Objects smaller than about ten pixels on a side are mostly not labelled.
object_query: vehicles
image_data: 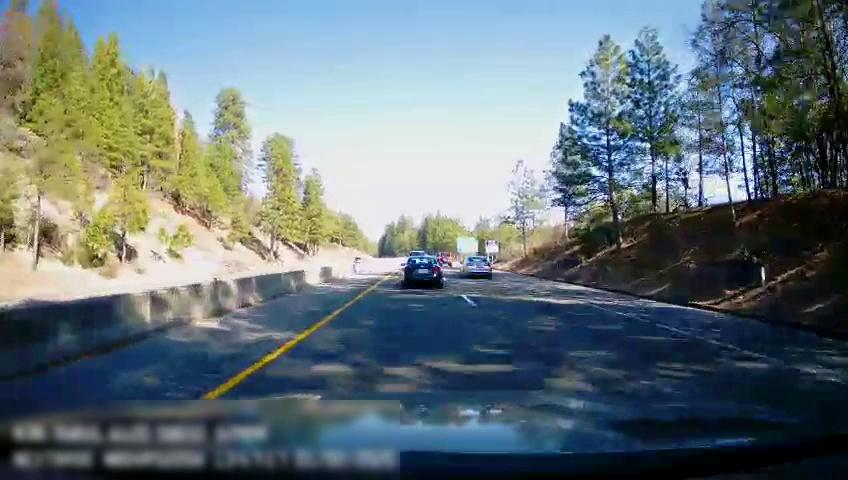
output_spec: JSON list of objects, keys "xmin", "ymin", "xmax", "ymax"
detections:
[
  {"xmin": 411, "ymin": 251, "xmax": 426, "ymax": 257},
  {"xmin": 401, "ymin": 255, "xmax": 440, "ymax": 286},
  {"xmin": 458, "ymin": 255, "xmax": 493, "ymax": 280},
  {"xmin": 436, "ymin": 252, "xmax": 453, "ymax": 267}
]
